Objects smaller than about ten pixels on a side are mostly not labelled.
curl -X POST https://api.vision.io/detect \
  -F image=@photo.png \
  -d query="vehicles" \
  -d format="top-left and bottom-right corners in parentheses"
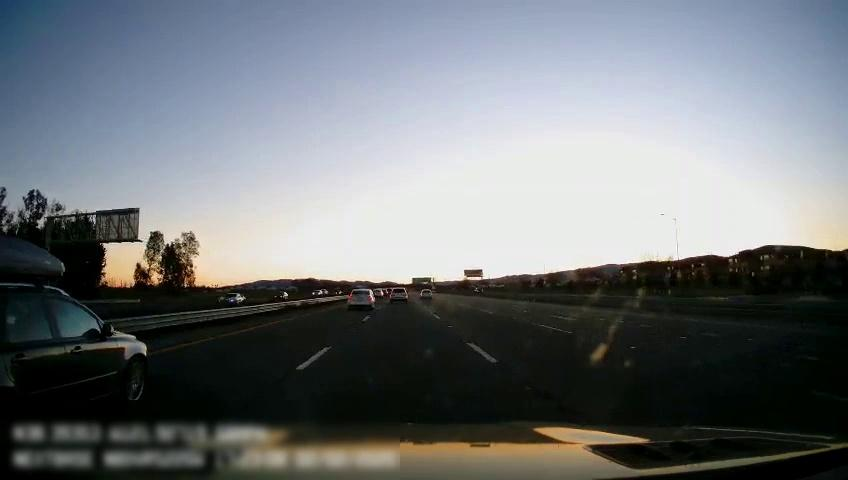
top-left (347, 289), bottom-right (375, 312)
top-left (0, 291), bottom-right (149, 467)
top-left (274, 291), bottom-right (288, 300)
top-left (373, 289), bottom-right (384, 298)
top-left (390, 289), bottom-right (408, 305)
top-left (312, 290), bottom-right (323, 298)
top-left (474, 287), bottom-right (483, 295)
top-left (218, 293), bottom-right (246, 308)
top-left (419, 289), bottom-right (433, 300)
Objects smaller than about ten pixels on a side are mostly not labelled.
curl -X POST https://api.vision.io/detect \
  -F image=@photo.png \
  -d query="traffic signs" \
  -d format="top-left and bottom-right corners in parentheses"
top-left (412, 277), bottom-right (431, 285)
